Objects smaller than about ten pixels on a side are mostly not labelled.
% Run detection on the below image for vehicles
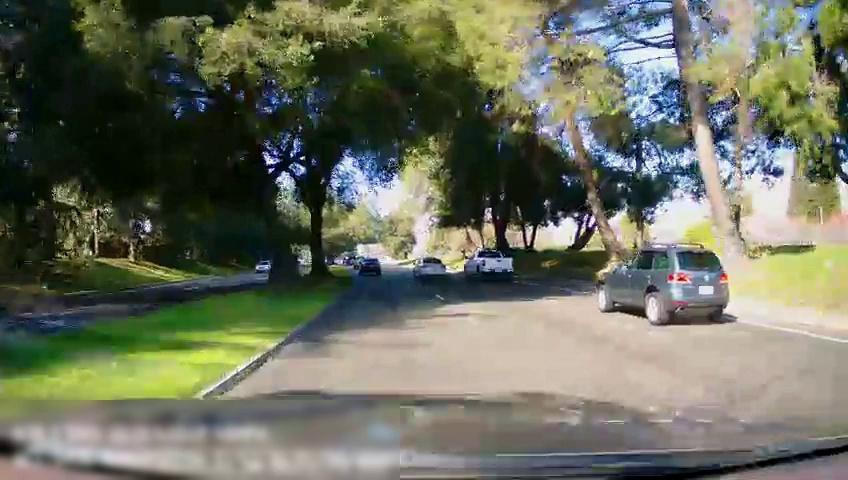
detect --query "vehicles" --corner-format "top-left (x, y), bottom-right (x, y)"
top-left (464, 249), bottom-right (513, 280)
top-left (255, 260), bottom-right (271, 274)
top-left (409, 256), bottom-right (447, 280)
top-left (592, 247), bottom-right (730, 326)
top-left (353, 255), bottom-right (364, 269)
top-left (359, 257), bottom-right (381, 275)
